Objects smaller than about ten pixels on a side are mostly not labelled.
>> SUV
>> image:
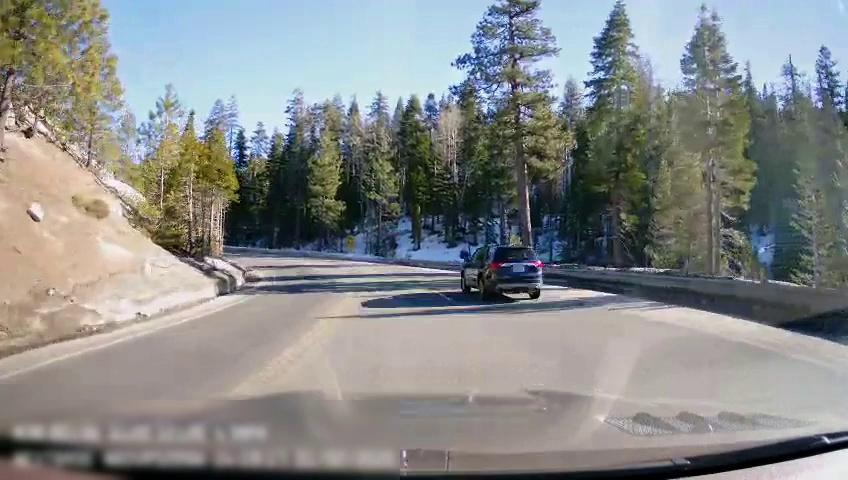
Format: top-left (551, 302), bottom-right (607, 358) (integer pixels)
top-left (459, 243), bottom-right (545, 300)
